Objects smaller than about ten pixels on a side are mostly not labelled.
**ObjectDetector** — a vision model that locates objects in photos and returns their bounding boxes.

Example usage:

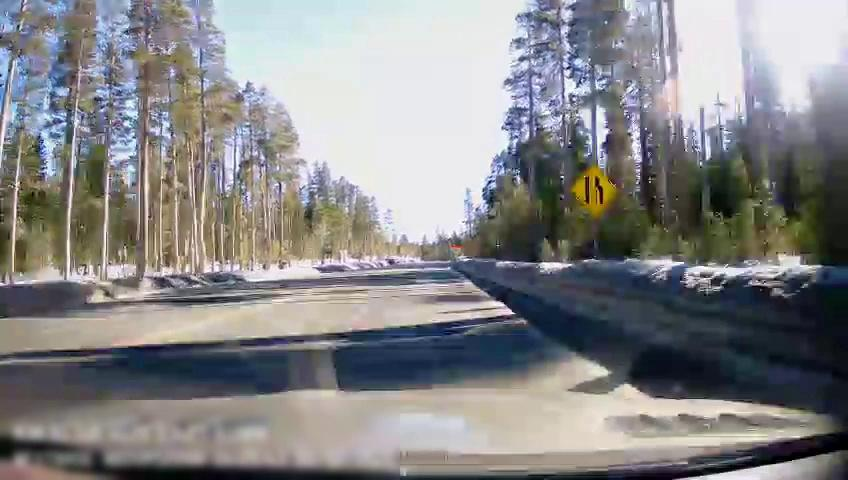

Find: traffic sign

[574,162,619,222]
